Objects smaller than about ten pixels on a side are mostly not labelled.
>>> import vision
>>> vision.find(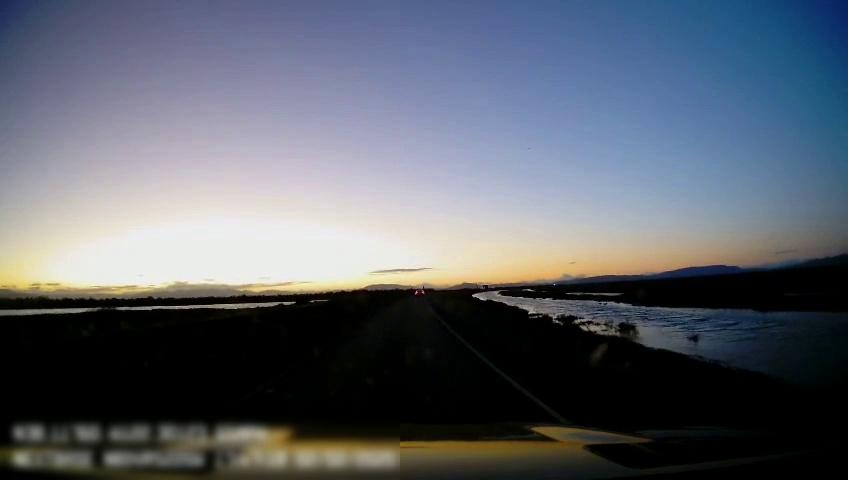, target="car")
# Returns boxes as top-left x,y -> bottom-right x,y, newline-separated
414,289 -> 425,297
